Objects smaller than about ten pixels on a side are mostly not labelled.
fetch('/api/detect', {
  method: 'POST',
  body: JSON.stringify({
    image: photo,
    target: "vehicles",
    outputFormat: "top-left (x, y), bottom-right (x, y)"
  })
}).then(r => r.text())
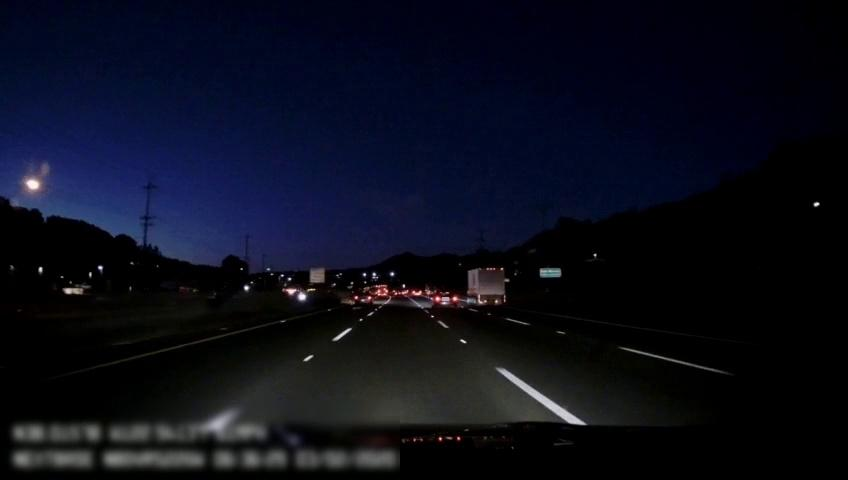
top-left (354, 291), bottom-right (374, 307)
top-left (377, 286), bottom-right (391, 297)
top-left (465, 268), bottom-right (506, 307)
top-left (431, 292), bottom-right (454, 308)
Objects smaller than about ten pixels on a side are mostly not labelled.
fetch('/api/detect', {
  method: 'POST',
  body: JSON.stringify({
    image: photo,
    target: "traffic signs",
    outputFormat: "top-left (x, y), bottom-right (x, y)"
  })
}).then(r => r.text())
top-left (310, 268), bottom-right (326, 283)
top-left (539, 268), bottom-right (562, 278)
